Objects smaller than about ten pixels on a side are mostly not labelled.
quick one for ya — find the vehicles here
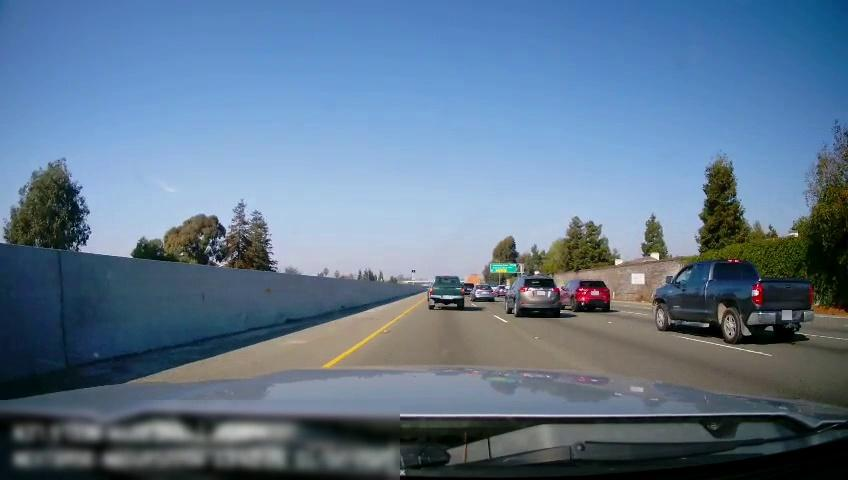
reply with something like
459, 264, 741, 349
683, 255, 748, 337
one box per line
469, 284, 495, 303
427, 275, 465, 311
464, 273, 480, 289
650, 258, 814, 347
460, 282, 476, 296
557, 279, 611, 312
504, 274, 562, 318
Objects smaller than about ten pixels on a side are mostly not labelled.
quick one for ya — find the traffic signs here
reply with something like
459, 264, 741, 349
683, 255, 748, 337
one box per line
489, 262, 517, 274
411, 268, 417, 280
631, 273, 646, 286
